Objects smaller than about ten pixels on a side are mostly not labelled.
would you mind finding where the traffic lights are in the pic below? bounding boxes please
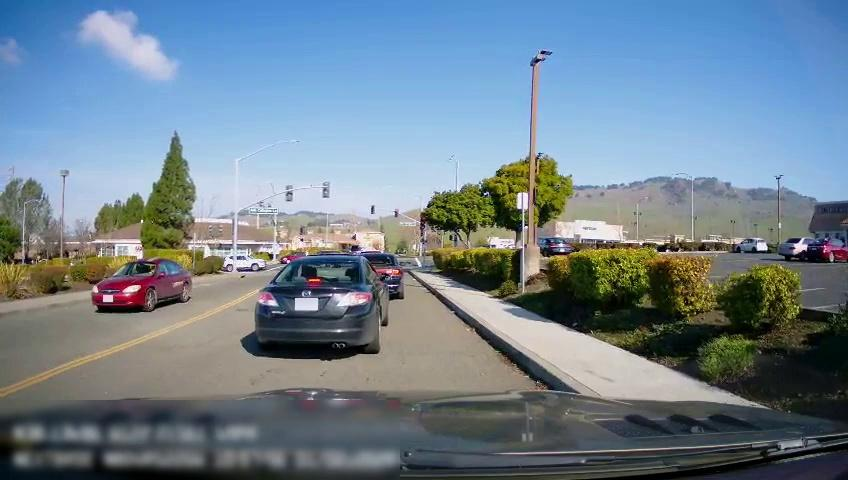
[322,182,331,199]
[284,184,293,202]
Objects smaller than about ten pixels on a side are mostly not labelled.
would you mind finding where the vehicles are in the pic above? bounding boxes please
[252,255,391,355]
[778,236,812,261]
[223,252,269,272]
[539,236,571,258]
[278,250,305,265]
[361,251,404,300]
[349,243,362,253]
[734,236,769,253]
[805,236,848,263]
[90,256,194,313]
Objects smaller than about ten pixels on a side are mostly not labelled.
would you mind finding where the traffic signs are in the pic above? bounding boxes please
[250,205,280,217]
[400,220,416,227]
